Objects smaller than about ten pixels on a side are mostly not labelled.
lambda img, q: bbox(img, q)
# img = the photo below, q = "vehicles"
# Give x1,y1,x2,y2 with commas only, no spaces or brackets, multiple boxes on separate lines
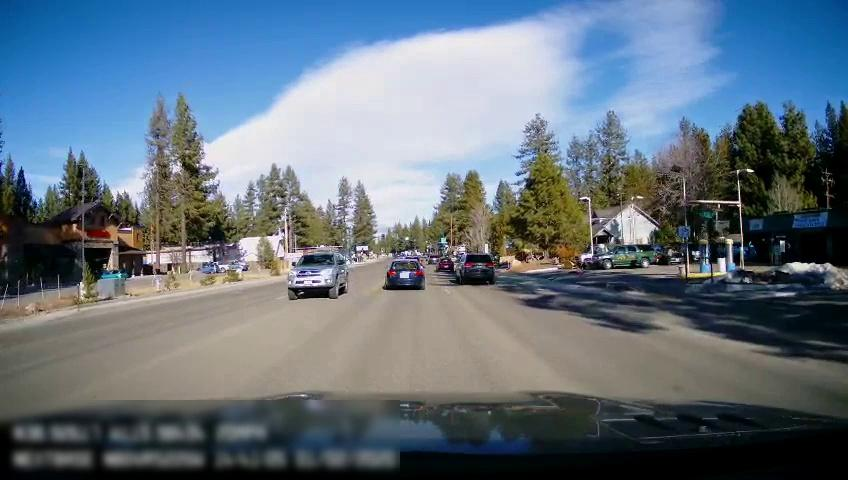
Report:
599,245,659,270
436,256,456,273
201,259,234,274
387,257,427,291
578,244,621,269
457,253,496,285
286,252,349,302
